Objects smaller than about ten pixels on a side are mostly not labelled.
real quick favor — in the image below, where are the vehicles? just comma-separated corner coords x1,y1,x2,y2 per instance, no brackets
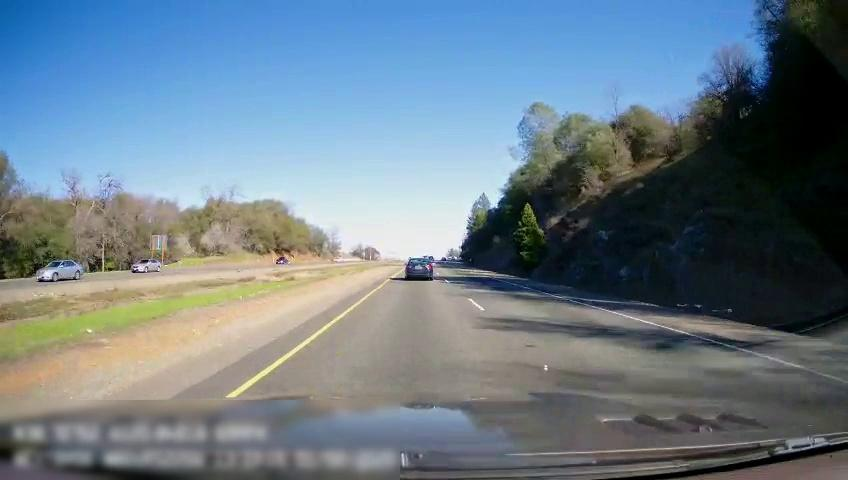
405,257,433,281
129,258,161,274
35,260,83,283
276,256,289,265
